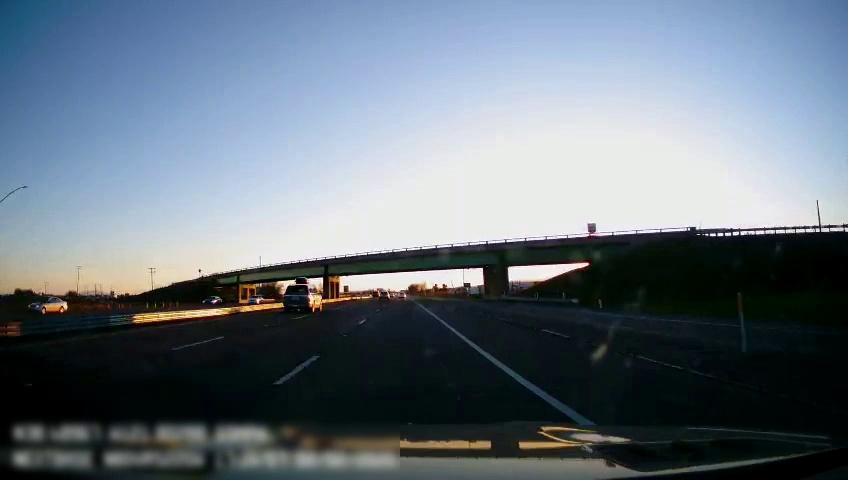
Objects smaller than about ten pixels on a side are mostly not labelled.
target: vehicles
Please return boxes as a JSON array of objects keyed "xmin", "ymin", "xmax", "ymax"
[
  {"xmin": 26, "ymin": 296, "xmax": 68, "ymax": 316},
  {"xmin": 202, "ymin": 295, "xmax": 223, "ymax": 307},
  {"xmin": 248, "ymin": 295, "xmax": 264, "ymax": 306},
  {"xmin": 379, "ymin": 290, "xmax": 390, "ymax": 300},
  {"xmin": 283, "ymin": 274, "xmax": 323, "ymax": 314}
]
